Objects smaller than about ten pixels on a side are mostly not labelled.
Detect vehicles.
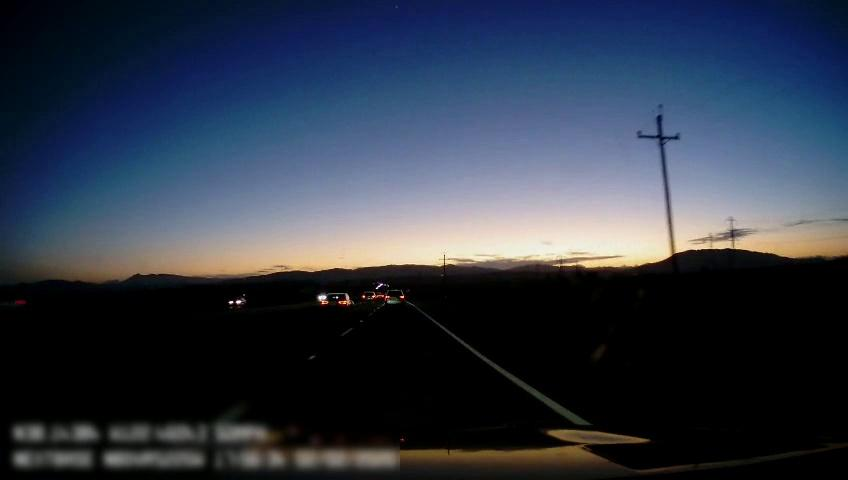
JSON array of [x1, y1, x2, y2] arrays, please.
[[320, 292, 354, 312], [361, 290, 378, 303], [384, 289, 405, 310], [228, 295, 247, 307], [316, 292, 327, 301]]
